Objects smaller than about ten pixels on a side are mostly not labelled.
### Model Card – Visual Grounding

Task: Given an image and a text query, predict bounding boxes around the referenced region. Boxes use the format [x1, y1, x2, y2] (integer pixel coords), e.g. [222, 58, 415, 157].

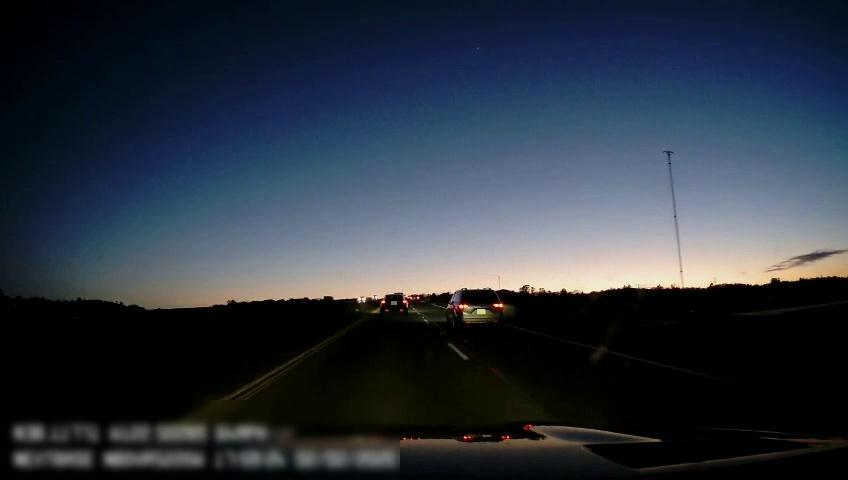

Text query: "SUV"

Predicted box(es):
[446, 288, 503, 326]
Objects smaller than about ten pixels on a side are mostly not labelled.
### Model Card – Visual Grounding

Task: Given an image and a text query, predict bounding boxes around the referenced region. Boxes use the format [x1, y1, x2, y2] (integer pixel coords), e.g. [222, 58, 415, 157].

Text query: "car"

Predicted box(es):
[380, 292, 408, 315]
